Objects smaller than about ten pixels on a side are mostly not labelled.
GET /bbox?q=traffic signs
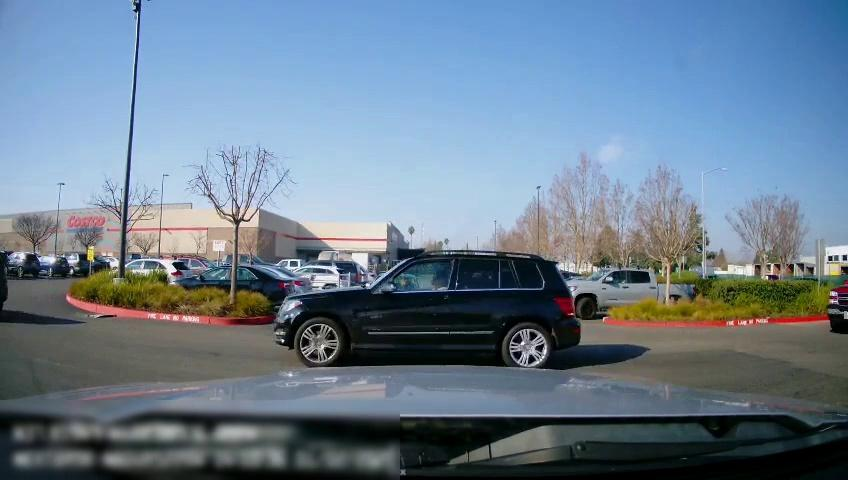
[86,245,95,261]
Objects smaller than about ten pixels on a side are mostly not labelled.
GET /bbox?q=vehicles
[0,247,11,322]
[90,256,112,275]
[123,257,195,285]
[317,249,345,261]
[37,252,71,280]
[825,270,848,335]
[170,260,296,310]
[558,269,592,281]
[2,248,15,260]
[8,251,41,280]
[267,265,315,293]
[64,252,91,279]
[309,260,371,287]
[273,258,300,270]
[267,249,583,371]
[105,256,121,272]
[564,267,697,321]
[290,264,344,290]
